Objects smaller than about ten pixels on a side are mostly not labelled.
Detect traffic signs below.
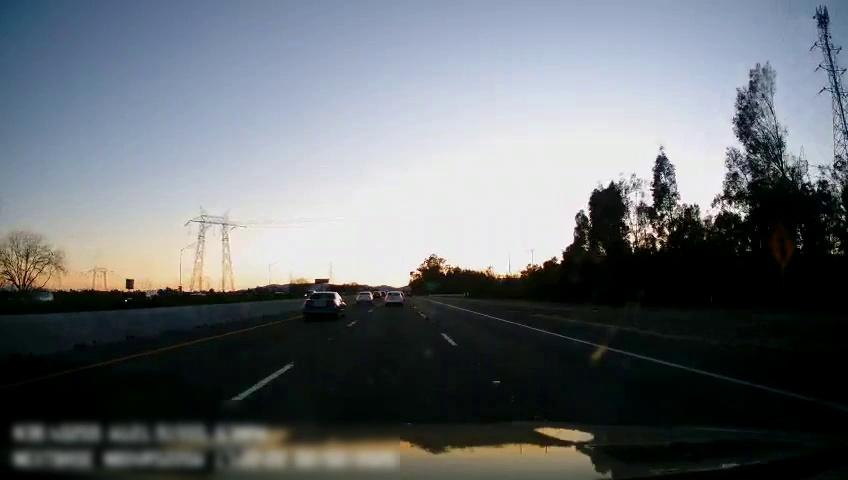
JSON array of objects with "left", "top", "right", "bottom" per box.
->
[
  {"left": 767, "top": 224, "right": 796, "bottom": 273},
  {"left": 428, "top": 281, "right": 438, "bottom": 292}
]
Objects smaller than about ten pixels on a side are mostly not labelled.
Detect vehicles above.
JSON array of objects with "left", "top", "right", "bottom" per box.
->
[
  {"left": 354, "top": 291, "right": 374, "bottom": 308},
  {"left": 403, "top": 285, "right": 413, "bottom": 297},
  {"left": 299, "top": 291, "right": 347, "bottom": 322},
  {"left": 35, "top": 292, "right": 56, "bottom": 302},
  {"left": 383, "top": 290, "right": 405, "bottom": 307}
]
